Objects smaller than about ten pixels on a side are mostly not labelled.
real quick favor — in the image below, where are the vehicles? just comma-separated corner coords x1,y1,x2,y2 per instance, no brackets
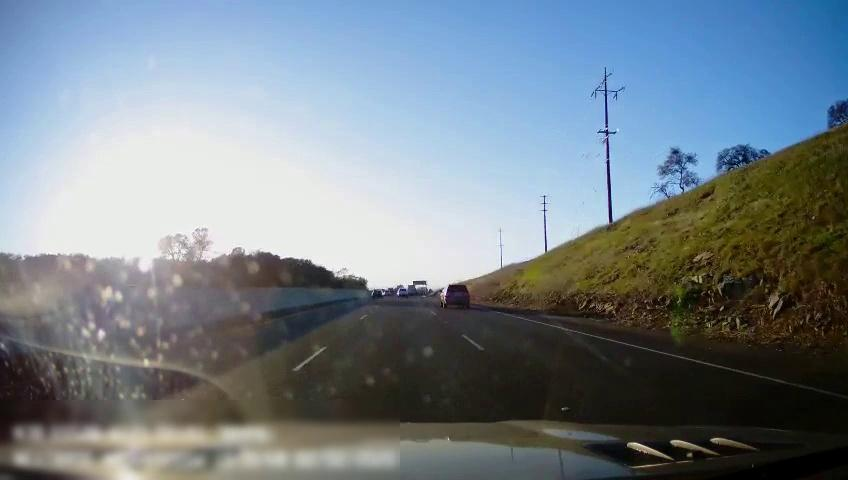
397,287,408,298
439,284,470,309
407,284,416,295
372,289,383,298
